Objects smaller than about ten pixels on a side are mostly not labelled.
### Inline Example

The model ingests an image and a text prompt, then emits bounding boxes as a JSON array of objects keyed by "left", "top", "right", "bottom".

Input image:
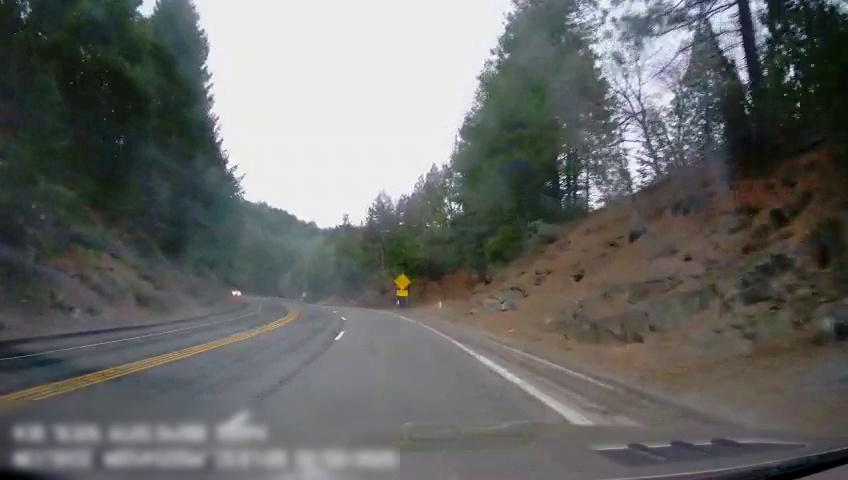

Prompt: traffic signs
[
  {"left": 393, "top": 273, "right": 411, "bottom": 289},
  {"left": 396, "top": 289, "right": 409, "bottom": 297}
]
